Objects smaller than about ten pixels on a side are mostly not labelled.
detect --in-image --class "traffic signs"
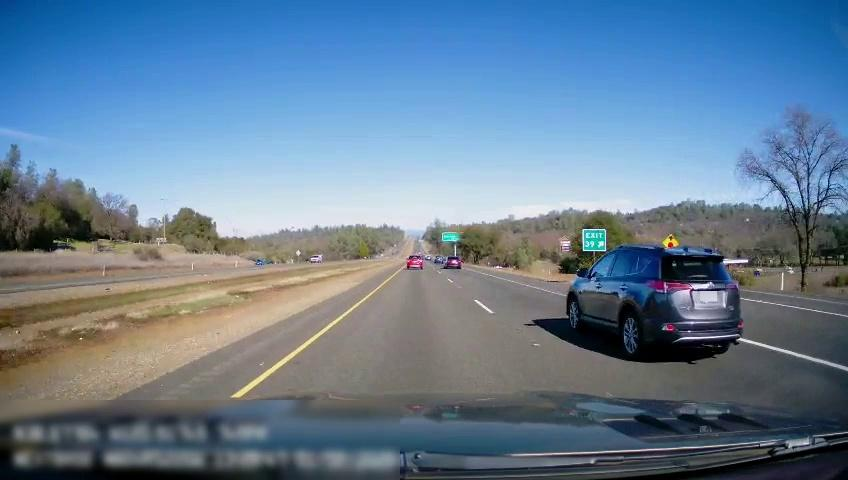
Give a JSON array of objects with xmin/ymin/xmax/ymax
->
[
  {"xmin": 582, "ymin": 229, "xmax": 607, "ymax": 252},
  {"xmin": 441, "ymin": 231, "xmax": 462, "ymax": 243},
  {"xmin": 664, "ymin": 234, "xmax": 679, "ymax": 251}
]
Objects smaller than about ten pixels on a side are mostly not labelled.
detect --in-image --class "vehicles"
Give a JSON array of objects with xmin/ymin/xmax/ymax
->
[
  {"xmin": 255, "ymin": 259, "xmax": 265, "ymax": 266},
  {"xmin": 443, "ymin": 255, "xmax": 462, "ymax": 270},
  {"xmin": 309, "ymin": 254, "xmax": 322, "ymax": 264},
  {"xmin": 406, "ymin": 254, "xmax": 425, "ymax": 270},
  {"xmin": 433, "ymin": 255, "xmax": 443, "ymax": 264},
  {"xmin": 565, "ymin": 246, "xmax": 743, "ymax": 359}
]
